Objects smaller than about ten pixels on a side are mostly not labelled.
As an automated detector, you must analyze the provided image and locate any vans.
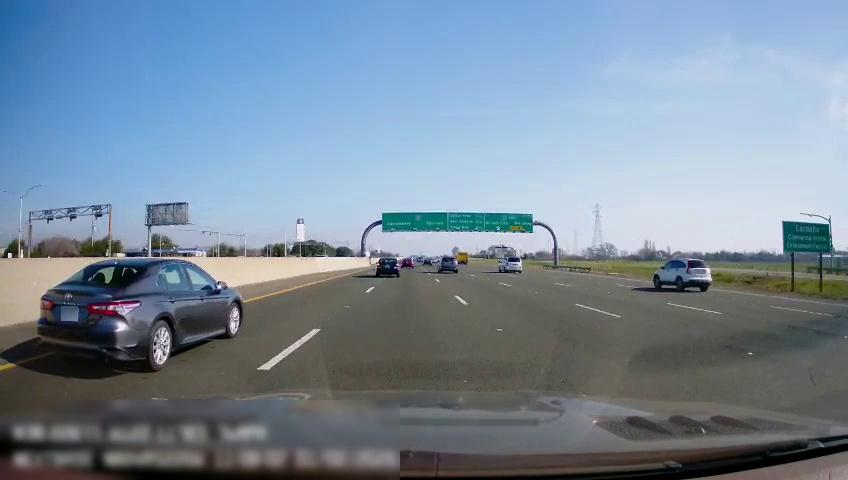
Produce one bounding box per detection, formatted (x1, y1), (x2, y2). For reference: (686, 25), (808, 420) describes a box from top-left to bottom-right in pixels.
(498, 257), (523, 274)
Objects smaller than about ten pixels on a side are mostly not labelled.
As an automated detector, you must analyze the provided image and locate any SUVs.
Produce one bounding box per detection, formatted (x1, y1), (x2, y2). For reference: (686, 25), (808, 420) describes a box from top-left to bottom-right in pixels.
(375, 258), (400, 278)
(438, 256), (458, 274)
(652, 257), (713, 293)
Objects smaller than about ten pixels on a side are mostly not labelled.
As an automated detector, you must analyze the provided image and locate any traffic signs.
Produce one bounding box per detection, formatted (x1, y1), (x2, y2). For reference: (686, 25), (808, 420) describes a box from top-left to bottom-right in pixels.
(381, 211), (534, 234)
(781, 219), (833, 254)
(296, 218), (305, 242)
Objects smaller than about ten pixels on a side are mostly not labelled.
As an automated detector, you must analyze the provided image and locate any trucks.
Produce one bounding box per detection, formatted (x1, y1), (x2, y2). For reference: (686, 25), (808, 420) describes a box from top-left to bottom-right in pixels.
(455, 251), (469, 264)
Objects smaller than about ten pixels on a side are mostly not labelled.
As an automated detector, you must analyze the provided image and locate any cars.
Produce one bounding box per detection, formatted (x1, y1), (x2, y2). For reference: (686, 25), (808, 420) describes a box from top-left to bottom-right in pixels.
(33, 257), (246, 373)
(400, 258), (415, 269)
